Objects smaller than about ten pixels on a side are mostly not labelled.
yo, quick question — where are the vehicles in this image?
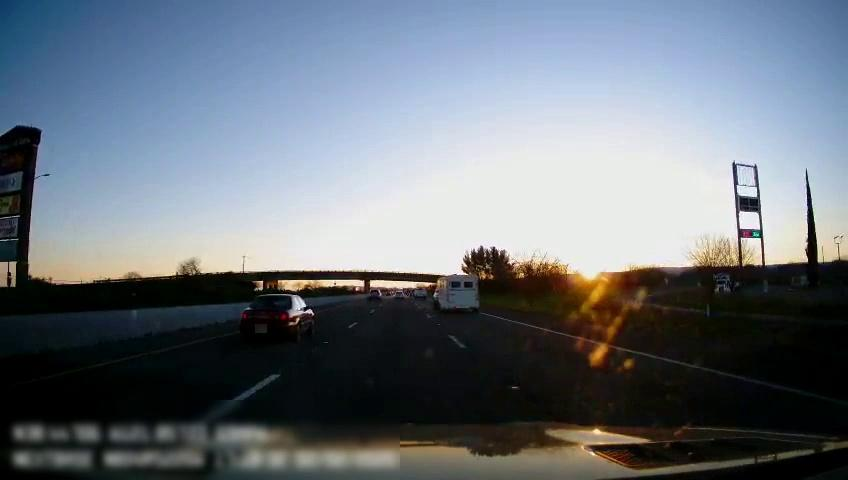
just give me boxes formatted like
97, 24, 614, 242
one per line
433, 289, 439, 310
413, 287, 428, 300
436, 273, 480, 314
238, 292, 316, 343
367, 288, 382, 301
393, 290, 405, 300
